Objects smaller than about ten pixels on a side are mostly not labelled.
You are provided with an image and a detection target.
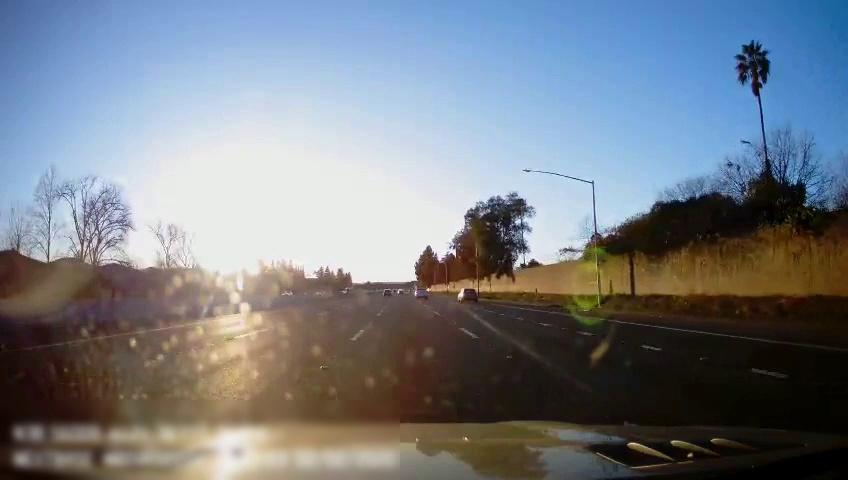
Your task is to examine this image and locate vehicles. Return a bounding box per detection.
[381,289,393,298]
[413,287,430,301]
[457,287,479,305]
